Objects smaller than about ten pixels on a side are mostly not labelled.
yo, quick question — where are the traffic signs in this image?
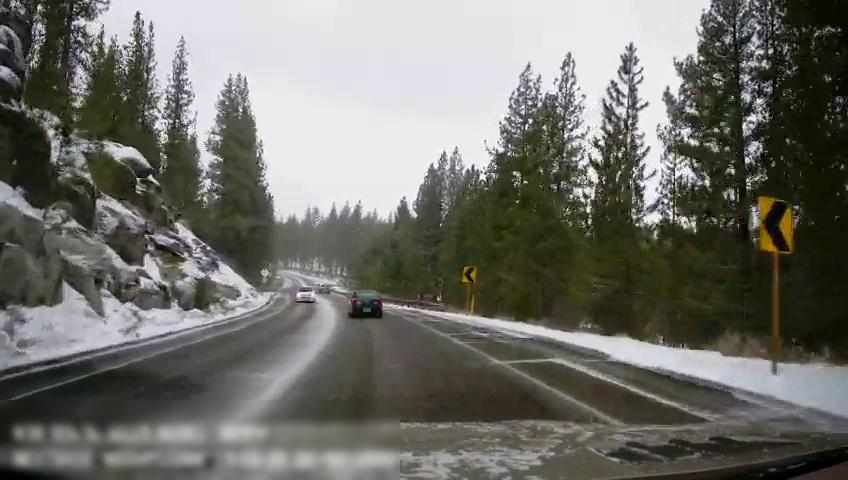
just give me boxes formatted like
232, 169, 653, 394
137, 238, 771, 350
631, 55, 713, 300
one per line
461, 264, 480, 286
756, 194, 796, 253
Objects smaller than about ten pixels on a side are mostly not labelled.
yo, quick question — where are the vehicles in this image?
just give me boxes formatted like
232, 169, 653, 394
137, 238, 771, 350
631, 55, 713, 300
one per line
318, 283, 331, 296
295, 285, 317, 303
350, 290, 383, 318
